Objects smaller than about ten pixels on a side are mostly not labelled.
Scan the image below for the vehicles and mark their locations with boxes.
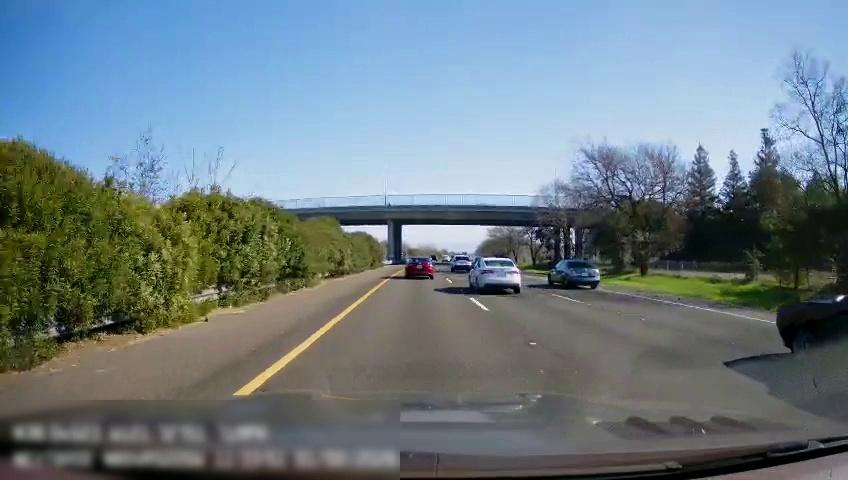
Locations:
[775,287,848,358]
[546,259,601,290]
[405,258,434,281]
[468,257,522,295]
[450,255,470,272]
